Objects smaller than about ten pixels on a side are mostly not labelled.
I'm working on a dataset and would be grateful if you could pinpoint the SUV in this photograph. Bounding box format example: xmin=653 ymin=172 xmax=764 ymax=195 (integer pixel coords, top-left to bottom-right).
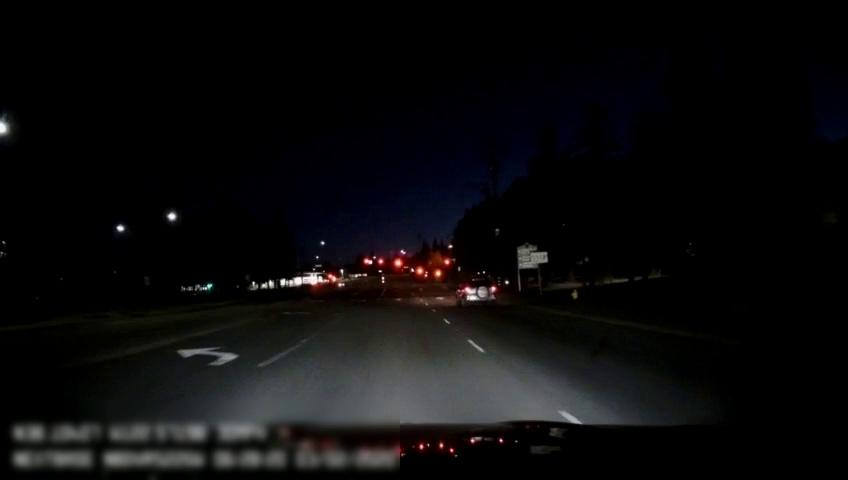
xmin=454 ymin=274 xmax=499 ymax=312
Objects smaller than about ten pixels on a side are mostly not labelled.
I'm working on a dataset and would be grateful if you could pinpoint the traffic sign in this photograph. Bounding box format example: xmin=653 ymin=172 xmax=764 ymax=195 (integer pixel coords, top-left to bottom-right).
xmin=531 ymin=252 xmax=549 ymax=265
